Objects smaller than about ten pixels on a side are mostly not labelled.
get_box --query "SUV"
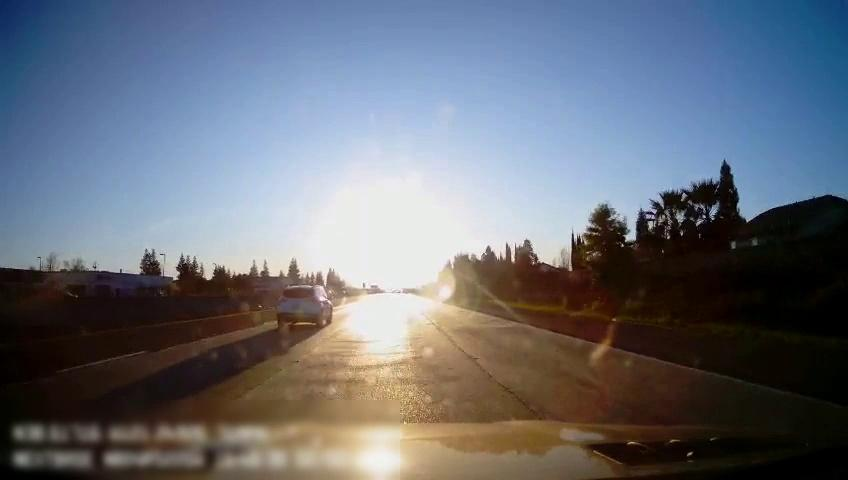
[277,284,333,329]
